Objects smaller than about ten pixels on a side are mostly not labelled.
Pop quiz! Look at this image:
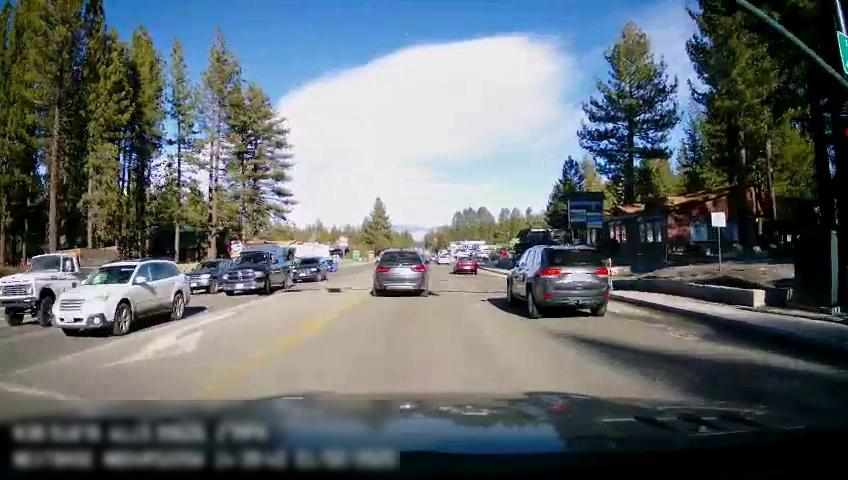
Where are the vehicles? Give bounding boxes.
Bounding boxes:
[454,255,479,276]
[291,256,331,284]
[0,254,92,328]
[373,251,429,299]
[504,243,610,318]
[186,261,230,294]
[253,245,291,263]
[51,260,191,339]
[220,250,289,297]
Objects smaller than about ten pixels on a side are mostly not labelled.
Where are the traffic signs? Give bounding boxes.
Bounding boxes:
[713,213,726,227]
[835,30,848,76]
